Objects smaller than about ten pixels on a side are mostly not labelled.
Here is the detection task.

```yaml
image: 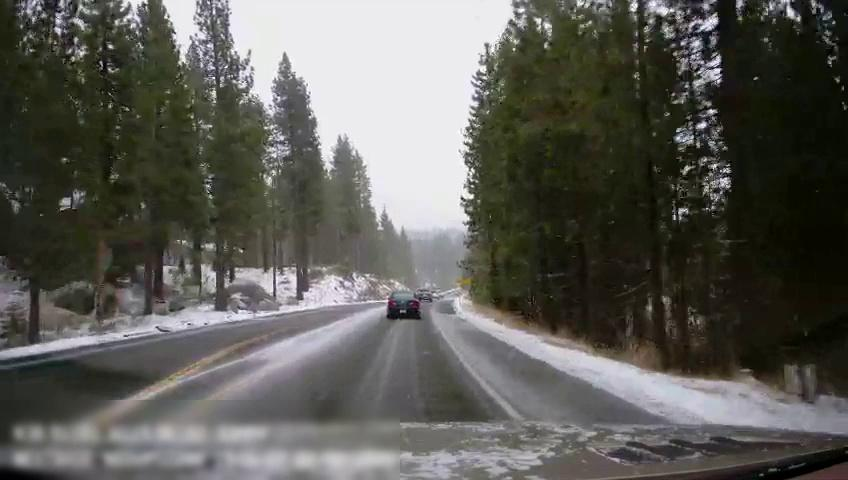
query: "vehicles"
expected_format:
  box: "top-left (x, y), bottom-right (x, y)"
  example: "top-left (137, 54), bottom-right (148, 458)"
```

top-left (415, 289), bottom-right (433, 302)
top-left (386, 289), bottom-right (421, 320)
